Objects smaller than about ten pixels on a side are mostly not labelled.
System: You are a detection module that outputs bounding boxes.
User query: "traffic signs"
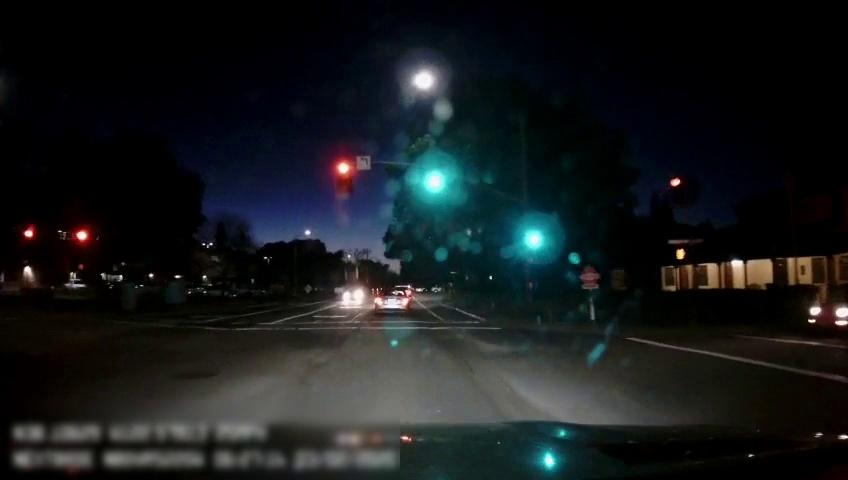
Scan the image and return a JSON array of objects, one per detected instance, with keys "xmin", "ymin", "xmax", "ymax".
[{"xmin": 357, "ymin": 154, "xmax": 372, "ymax": 171}]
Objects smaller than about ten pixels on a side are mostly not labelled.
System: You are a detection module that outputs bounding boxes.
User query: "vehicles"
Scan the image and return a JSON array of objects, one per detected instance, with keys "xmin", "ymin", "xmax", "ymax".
[
  {"xmin": 806, "ymin": 282, "xmax": 848, "ymax": 339},
  {"xmin": 374, "ymin": 289, "xmax": 408, "ymax": 316},
  {"xmin": 343, "ymin": 284, "xmax": 370, "ymax": 303},
  {"xmin": 431, "ymin": 284, "xmax": 442, "ymax": 294},
  {"xmin": 394, "ymin": 285, "xmax": 413, "ymax": 304}
]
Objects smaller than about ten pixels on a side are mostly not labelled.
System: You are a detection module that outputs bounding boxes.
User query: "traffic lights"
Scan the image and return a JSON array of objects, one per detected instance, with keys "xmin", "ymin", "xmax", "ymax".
[
  {"xmin": 427, "ymin": 165, "xmax": 441, "ymax": 193},
  {"xmin": 527, "ymin": 223, "xmax": 542, "ymax": 249},
  {"xmin": 336, "ymin": 160, "xmax": 352, "ymax": 198}
]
